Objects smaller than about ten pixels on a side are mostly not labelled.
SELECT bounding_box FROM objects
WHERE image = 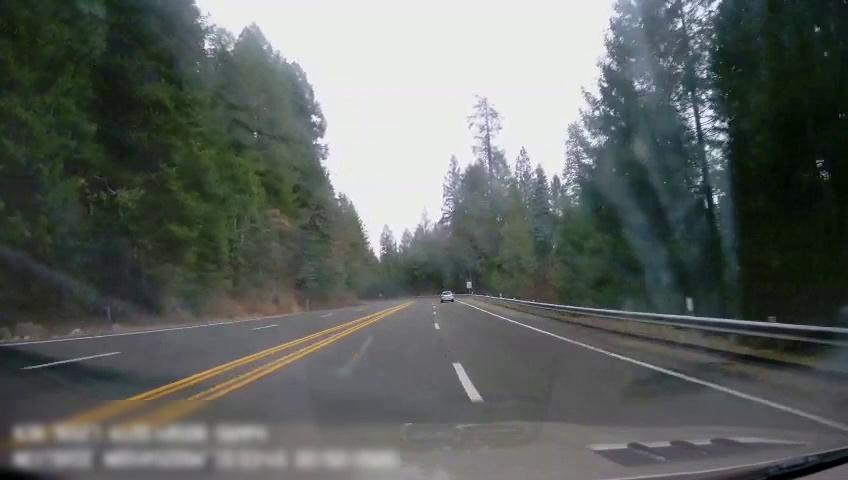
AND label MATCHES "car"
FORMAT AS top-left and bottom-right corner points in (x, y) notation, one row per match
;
(440, 290), (455, 303)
